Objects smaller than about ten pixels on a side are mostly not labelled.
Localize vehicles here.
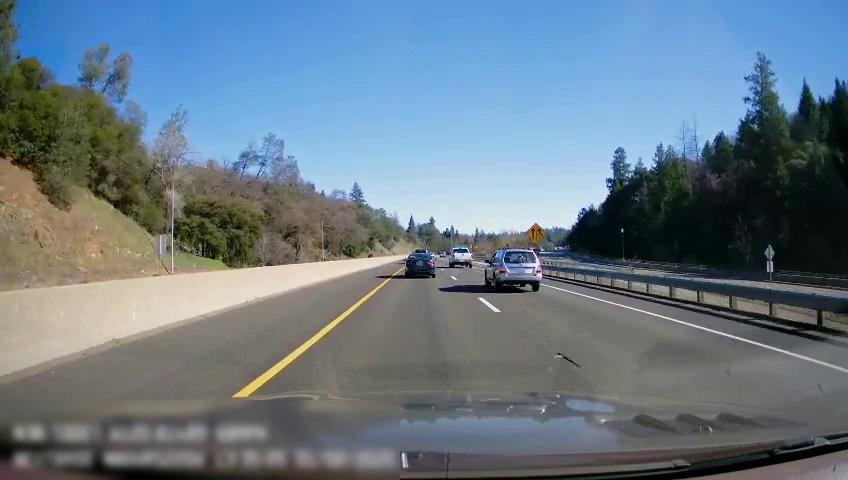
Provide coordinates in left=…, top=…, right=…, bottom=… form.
left=483, top=248, right=544, bottom=292
left=447, top=247, right=473, bottom=269
left=403, top=251, right=438, bottom=280
left=412, top=247, right=426, bottom=254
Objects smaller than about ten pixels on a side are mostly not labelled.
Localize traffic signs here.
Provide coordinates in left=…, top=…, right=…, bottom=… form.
left=529, top=223, right=543, bottom=245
